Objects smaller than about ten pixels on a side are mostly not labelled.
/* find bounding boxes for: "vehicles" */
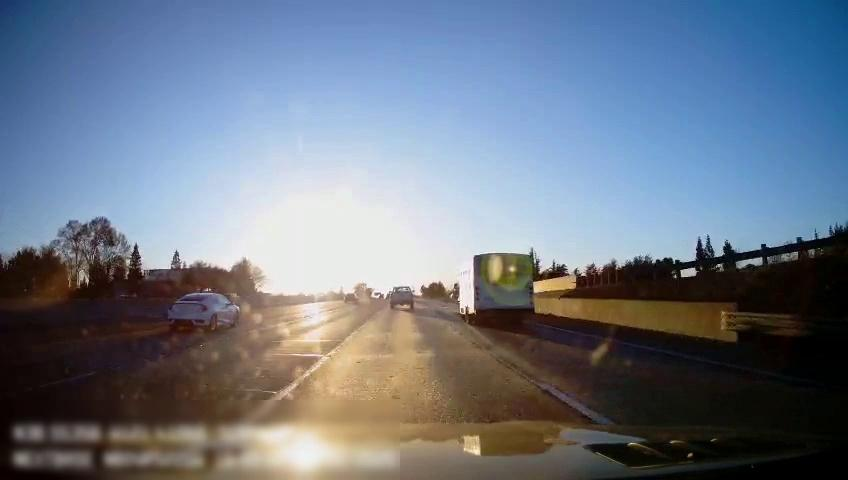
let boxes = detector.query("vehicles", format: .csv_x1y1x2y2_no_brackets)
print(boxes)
453,253,536,330
166,292,241,336
222,292,241,301
390,285,414,310
344,292,359,303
